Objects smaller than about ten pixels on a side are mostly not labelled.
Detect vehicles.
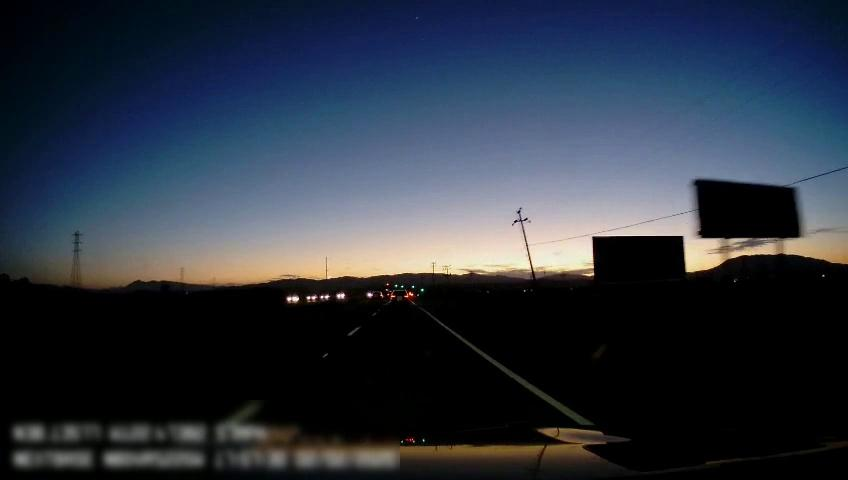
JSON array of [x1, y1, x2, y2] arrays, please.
[[286, 293, 300, 303], [305, 293, 319, 302], [319, 293, 332, 301], [390, 289, 410, 304], [522, 288, 534, 293], [370, 291, 385, 303]]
